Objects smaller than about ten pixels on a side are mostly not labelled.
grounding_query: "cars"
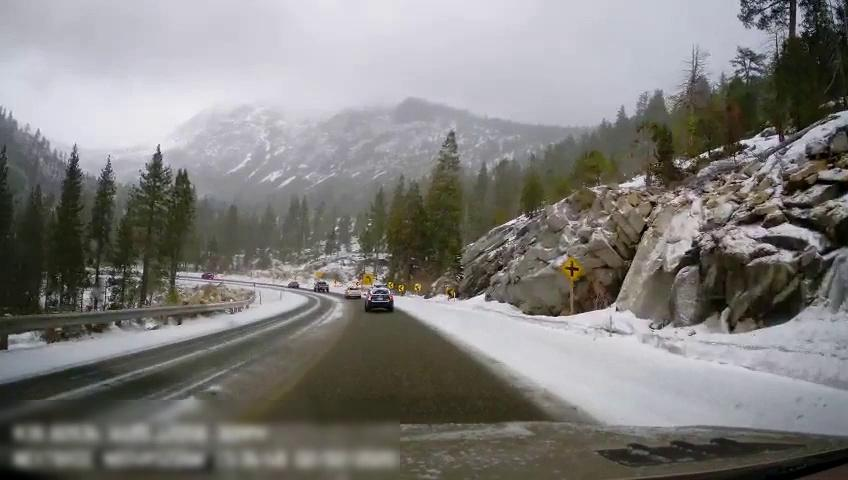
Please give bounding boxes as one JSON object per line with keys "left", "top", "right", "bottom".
{"left": 364, "top": 285, "right": 394, "bottom": 311}
{"left": 345, "top": 286, "right": 362, "bottom": 300}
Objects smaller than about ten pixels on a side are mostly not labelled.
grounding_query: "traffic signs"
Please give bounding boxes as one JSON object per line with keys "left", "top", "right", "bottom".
{"left": 560, "top": 256, "right": 585, "bottom": 282}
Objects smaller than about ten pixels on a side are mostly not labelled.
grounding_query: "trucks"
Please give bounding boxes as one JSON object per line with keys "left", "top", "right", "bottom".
{"left": 314, "top": 280, "right": 329, "bottom": 293}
